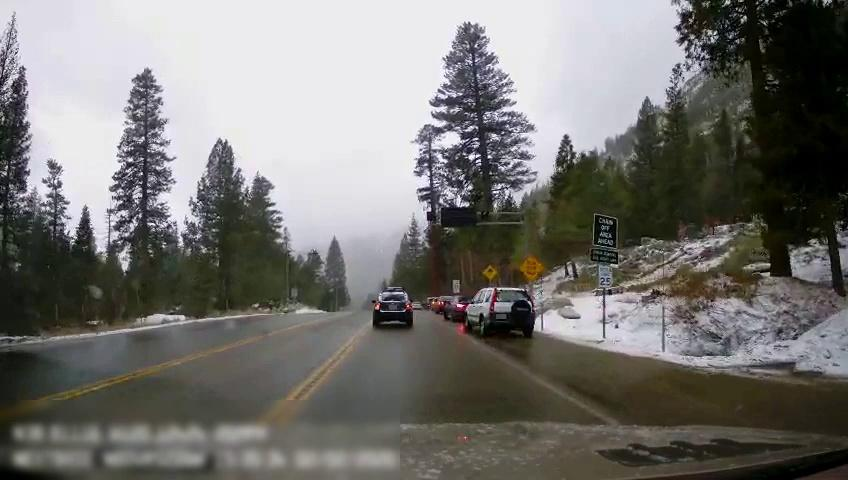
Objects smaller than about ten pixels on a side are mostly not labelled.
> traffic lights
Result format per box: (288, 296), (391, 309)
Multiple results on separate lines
(480, 209), (490, 220)
(426, 211), (437, 222)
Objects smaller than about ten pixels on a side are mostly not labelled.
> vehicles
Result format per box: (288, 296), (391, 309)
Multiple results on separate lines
(430, 297), (443, 312)
(463, 286), (536, 338)
(434, 295), (456, 315)
(371, 287), (414, 328)
(443, 295), (475, 323)
(423, 296), (439, 310)
(410, 301), (423, 310)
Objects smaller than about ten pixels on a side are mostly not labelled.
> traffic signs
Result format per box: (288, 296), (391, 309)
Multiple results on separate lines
(598, 264), (613, 288)
(589, 246), (620, 265)
(452, 279), (461, 290)
(591, 211), (619, 249)
(519, 255), (544, 283)
(481, 264), (499, 281)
